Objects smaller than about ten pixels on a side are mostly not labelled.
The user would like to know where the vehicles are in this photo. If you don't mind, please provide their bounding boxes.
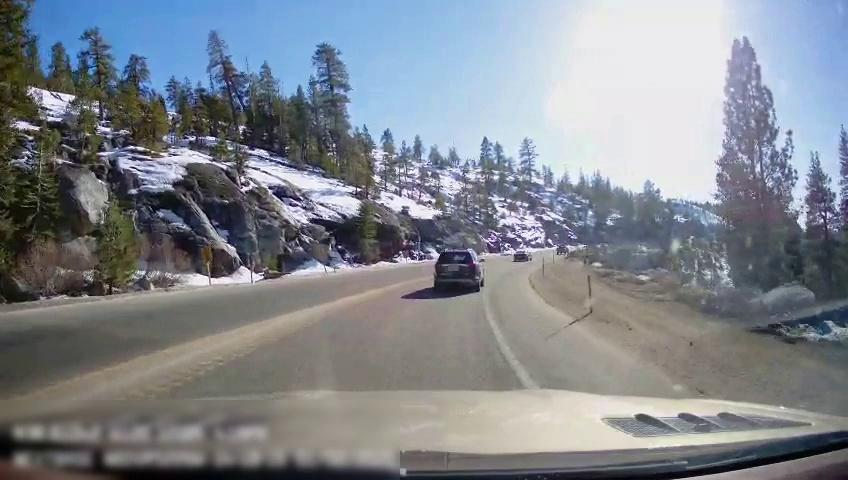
[512,249,533,264]
[555,242,569,255]
[433,247,485,293]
